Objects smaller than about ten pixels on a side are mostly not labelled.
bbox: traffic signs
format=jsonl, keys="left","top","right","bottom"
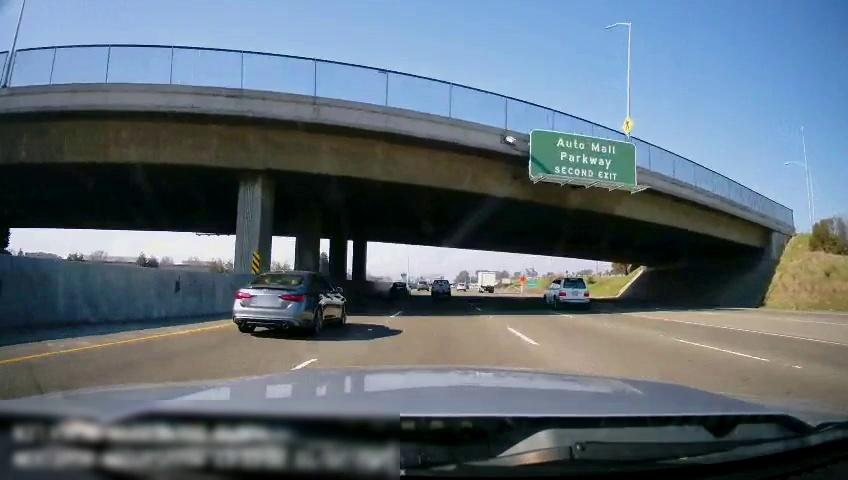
{"left": 529, "top": 127, "right": 638, "bottom": 189}
{"left": 253, "top": 255, "right": 259, "bottom": 273}
{"left": 623, "top": 118, "right": 632, "bottom": 138}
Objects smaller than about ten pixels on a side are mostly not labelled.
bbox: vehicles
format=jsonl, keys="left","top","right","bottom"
{"left": 545, "top": 276, "right": 592, "bottom": 308}
{"left": 417, "top": 280, "right": 430, "bottom": 291}
{"left": 232, "top": 270, "right": 347, "bottom": 335}
{"left": 430, "top": 278, "right": 452, "bottom": 299}
{"left": 456, "top": 282, "right": 468, "bottom": 292}
{"left": 478, "top": 270, "right": 496, "bottom": 293}
{"left": 388, "top": 281, "right": 410, "bottom": 298}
